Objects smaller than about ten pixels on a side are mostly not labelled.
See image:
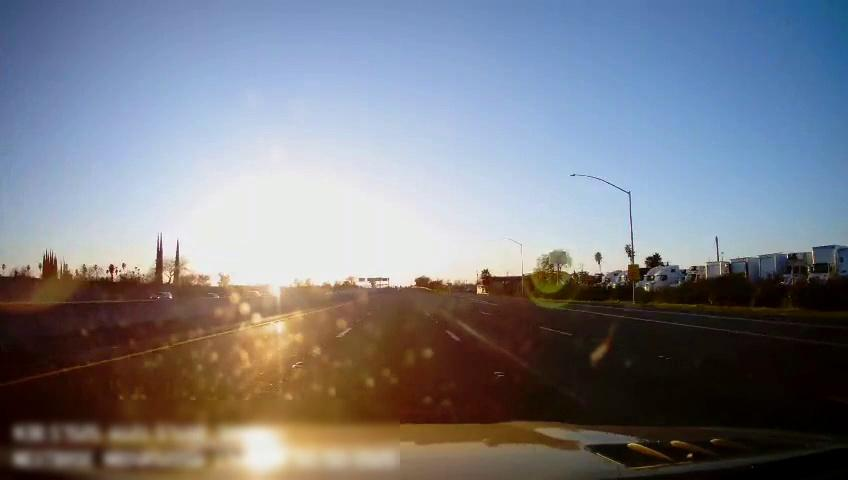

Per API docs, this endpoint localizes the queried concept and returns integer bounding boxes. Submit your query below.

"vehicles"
[199,293,219,301]
[149,292,173,301]
[243,291,260,299]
